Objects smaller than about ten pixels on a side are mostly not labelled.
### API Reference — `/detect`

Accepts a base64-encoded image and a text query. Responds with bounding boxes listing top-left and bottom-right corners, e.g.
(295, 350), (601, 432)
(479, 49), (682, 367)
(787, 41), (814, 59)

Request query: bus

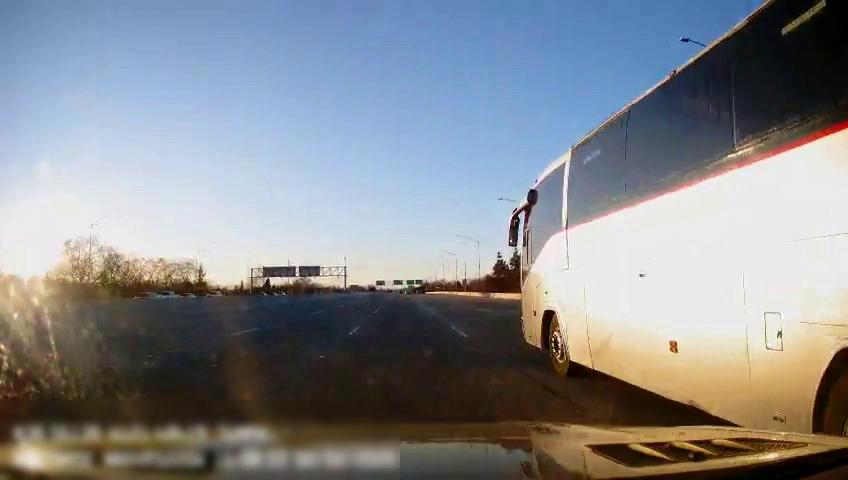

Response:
(508, 0), (848, 438)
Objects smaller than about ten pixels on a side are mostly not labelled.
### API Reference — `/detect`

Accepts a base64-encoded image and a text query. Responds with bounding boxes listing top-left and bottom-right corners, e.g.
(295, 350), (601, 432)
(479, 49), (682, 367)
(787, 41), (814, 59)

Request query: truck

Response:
(156, 290), (180, 300)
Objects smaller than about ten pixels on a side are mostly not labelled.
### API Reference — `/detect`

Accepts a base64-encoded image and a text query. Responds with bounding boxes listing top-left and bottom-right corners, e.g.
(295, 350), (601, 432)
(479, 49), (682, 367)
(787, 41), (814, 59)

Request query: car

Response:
(206, 290), (222, 298)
